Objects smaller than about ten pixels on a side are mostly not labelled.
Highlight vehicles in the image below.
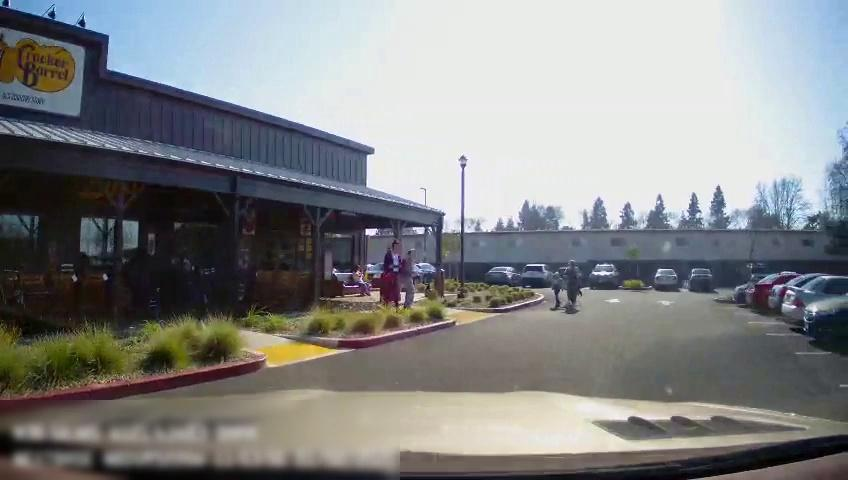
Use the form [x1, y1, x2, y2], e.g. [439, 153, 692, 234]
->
[744, 273, 802, 305]
[590, 264, 619, 288]
[653, 268, 679, 291]
[780, 275, 848, 322]
[488, 265, 520, 286]
[366, 262, 408, 289]
[735, 273, 780, 305]
[743, 262, 769, 283]
[799, 291, 848, 349]
[767, 272, 836, 312]
[408, 262, 445, 284]
[556, 266, 585, 286]
[687, 267, 713, 291]
[519, 263, 553, 286]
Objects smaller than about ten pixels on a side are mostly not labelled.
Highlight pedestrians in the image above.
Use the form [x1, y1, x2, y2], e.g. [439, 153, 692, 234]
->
[380, 238, 402, 311]
[550, 270, 561, 310]
[565, 264, 579, 312]
[351, 264, 373, 297]
[403, 247, 417, 307]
